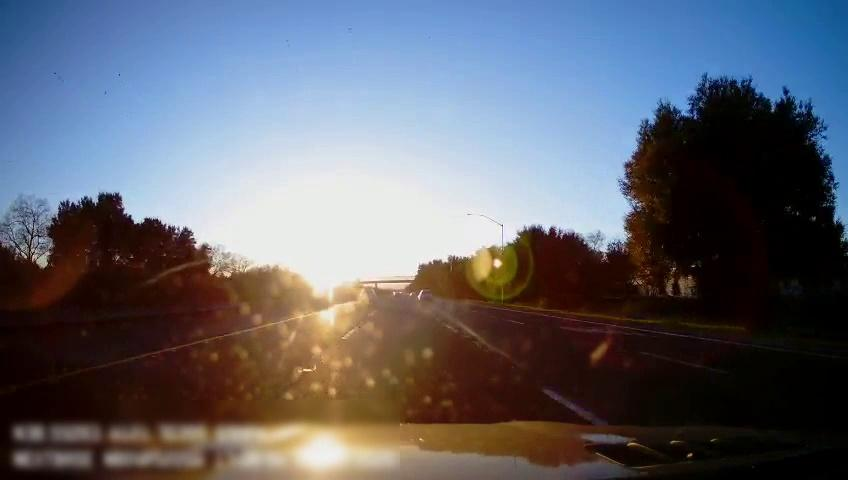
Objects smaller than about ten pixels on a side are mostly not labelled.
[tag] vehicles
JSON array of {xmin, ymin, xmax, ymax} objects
[
  {"xmin": 417, "ymin": 290, "xmax": 434, "ymax": 303},
  {"xmin": 357, "ymin": 287, "xmax": 377, "ymax": 306}
]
